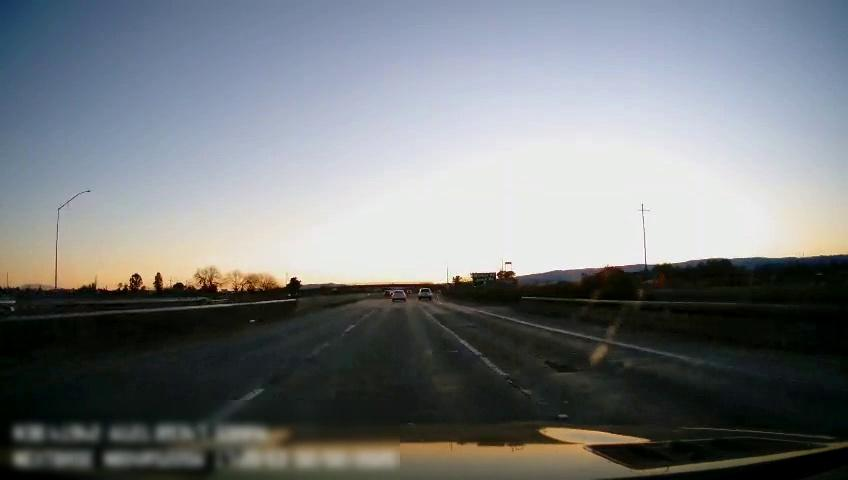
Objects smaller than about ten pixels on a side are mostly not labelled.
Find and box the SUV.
[417,288,433,301]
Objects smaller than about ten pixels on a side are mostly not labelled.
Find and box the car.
[390,289,407,302]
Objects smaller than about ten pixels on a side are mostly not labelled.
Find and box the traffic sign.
[471,272,496,286]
